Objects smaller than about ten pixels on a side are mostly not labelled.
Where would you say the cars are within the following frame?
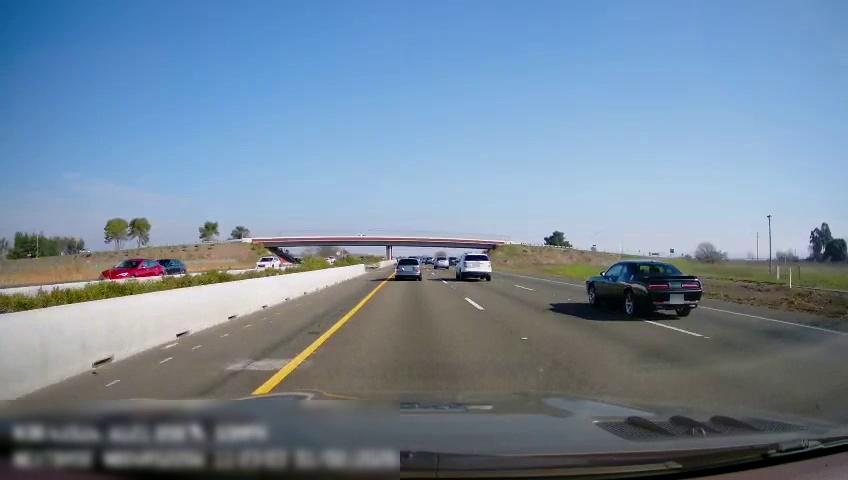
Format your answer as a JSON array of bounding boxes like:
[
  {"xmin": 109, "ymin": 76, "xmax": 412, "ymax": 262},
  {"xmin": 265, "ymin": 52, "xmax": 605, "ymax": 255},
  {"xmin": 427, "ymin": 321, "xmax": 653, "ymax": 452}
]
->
[
  {"xmin": 584, "ymin": 260, "xmax": 704, "ymax": 319},
  {"xmin": 157, "ymin": 258, "xmax": 187, "ymax": 276},
  {"xmin": 395, "ymin": 257, "xmax": 423, "ymax": 282},
  {"xmin": 101, "ymin": 257, "xmax": 167, "ymax": 281}
]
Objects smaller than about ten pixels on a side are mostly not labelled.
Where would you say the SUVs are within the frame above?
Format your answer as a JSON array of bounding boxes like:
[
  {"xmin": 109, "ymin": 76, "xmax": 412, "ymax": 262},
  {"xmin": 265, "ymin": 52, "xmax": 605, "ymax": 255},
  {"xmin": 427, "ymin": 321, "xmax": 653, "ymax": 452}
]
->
[
  {"xmin": 433, "ymin": 256, "xmax": 449, "ymax": 270},
  {"xmin": 256, "ymin": 256, "xmax": 282, "ymax": 269},
  {"xmin": 455, "ymin": 254, "xmax": 492, "ymax": 282}
]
